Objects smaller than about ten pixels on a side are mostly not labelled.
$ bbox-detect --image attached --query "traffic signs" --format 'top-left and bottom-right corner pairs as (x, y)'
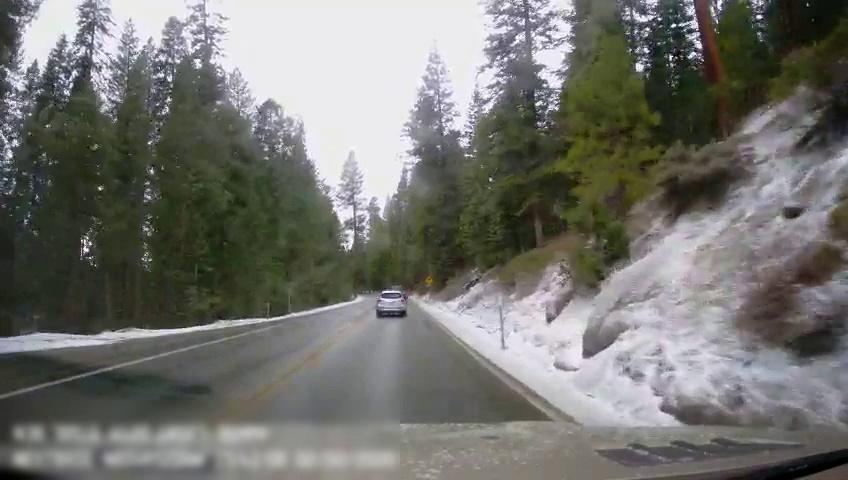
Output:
(423, 275), (435, 287)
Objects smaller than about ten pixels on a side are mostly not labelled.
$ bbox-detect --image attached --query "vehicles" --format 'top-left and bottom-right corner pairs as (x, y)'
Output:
(377, 291), (407, 317)
(388, 287), (407, 299)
